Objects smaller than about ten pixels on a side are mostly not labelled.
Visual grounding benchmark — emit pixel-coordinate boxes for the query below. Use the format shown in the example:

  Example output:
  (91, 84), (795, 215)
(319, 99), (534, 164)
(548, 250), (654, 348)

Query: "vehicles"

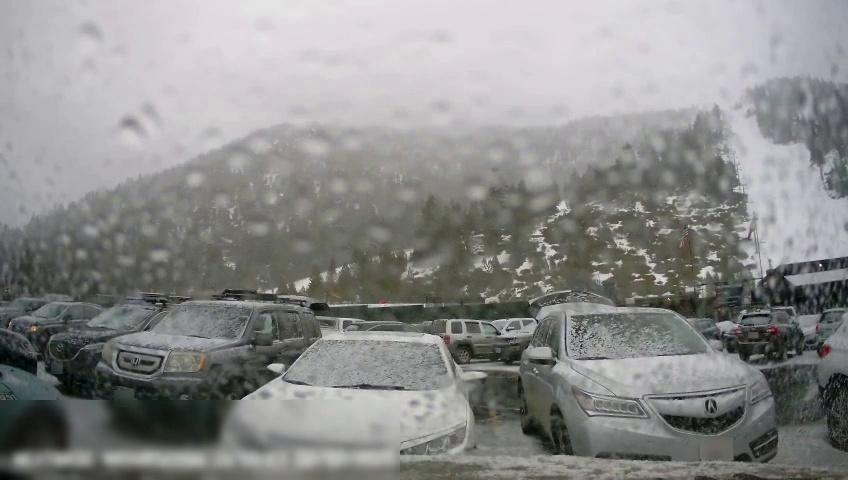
(315, 316), (365, 332)
(490, 318), (535, 334)
(0, 298), (51, 331)
(343, 320), (422, 333)
(425, 319), (503, 365)
(500, 303), (564, 366)
(796, 314), (822, 351)
(684, 318), (722, 341)
(734, 312), (806, 363)
(45, 304), (170, 400)
(725, 323), (740, 354)
(716, 320), (734, 331)
(517, 303), (779, 464)
(814, 307), (848, 349)
(217, 331), (488, 457)
(816, 317), (848, 453)
(8, 302), (107, 362)
(94, 300), (323, 446)
(0, 327), (38, 376)
(0, 365), (72, 456)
